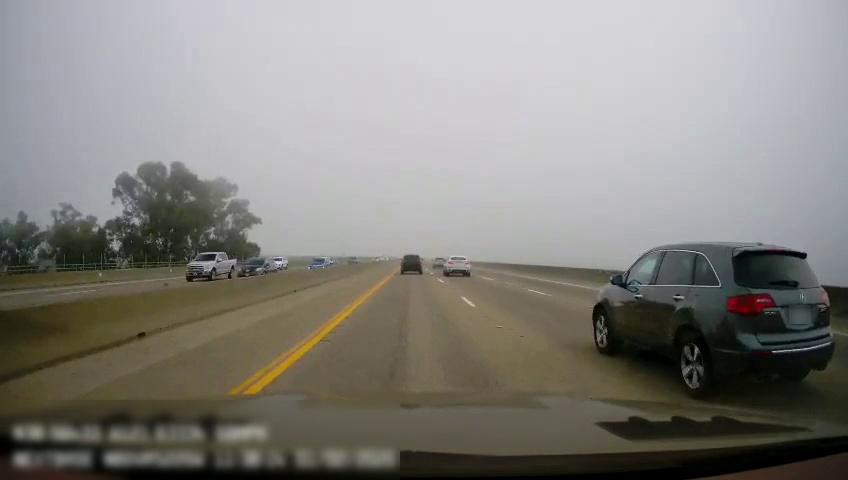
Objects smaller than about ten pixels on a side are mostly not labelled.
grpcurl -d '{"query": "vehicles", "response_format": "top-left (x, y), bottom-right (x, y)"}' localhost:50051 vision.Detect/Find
top-left (237, 255), bottom-right (278, 279)
top-left (399, 254), bottom-right (424, 275)
top-left (307, 258), bottom-right (329, 271)
top-left (184, 251), bottom-right (237, 283)
top-left (271, 256), bottom-right (289, 271)
top-left (432, 257), bottom-right (447, 270)
top-left (348, 257), bottom-right (361, 265)
top-left (589, 240), bottom-right (838, 401)
top-left (320, 256), bottom-right (335, 266)
top-left (442, 255), bottom-right (472, 278)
